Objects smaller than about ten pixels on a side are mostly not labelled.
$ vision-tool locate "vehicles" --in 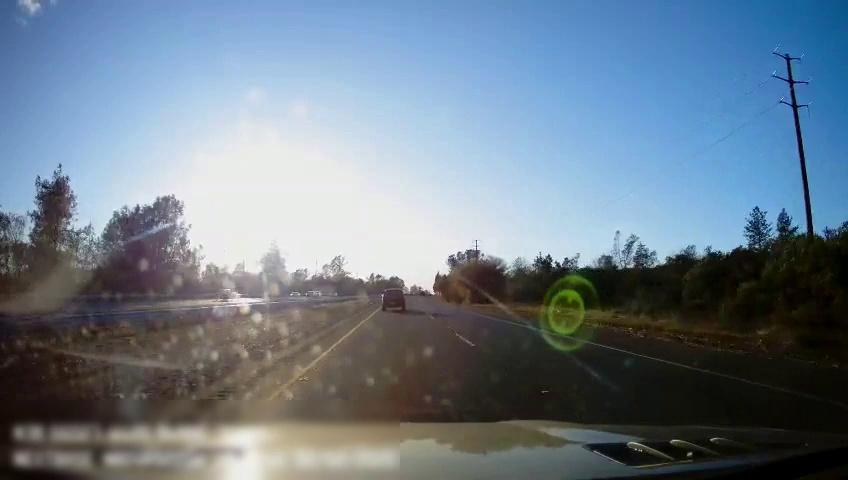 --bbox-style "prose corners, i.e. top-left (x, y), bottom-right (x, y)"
top-left (289, 292), bottom-right (301, 298)
top-left (215, 289), bottom-right (236, 301)
top-left (381, 288), bottom-right (406, 312)
top-left (305, 291), bottom-right (317, 298)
